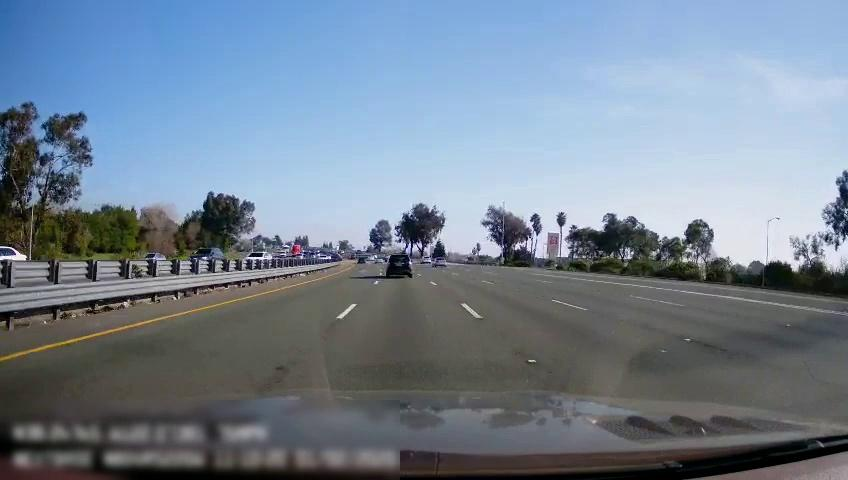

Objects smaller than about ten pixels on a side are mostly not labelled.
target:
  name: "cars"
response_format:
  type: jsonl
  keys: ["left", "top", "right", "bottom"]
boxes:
{"left": 318, "top": 254, "right": 331, "bottom": 260}
{"left": 419, "top": 256, "right": 431, "bottom": 265}
{"left": 0, "top": 245, "right": 28, "bottom": 262}
{"left": 142, "top": 251, "right": 168, "bottom": 261}
{"left": 431, "top": 257, "right": 448, "bottom": 268}
{"left": 242, "top": 251, "right": 273, "bottom": 261}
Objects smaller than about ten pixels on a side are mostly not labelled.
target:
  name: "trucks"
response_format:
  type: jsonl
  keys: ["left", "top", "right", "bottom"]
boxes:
{"left": 291, "top": 243, "right": 303, "bottom": 257}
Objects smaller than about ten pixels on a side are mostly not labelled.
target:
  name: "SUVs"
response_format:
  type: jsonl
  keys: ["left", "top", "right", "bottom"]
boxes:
{"left": 385, "top": 253, "right": 413, "bottom": 279}
{"left": 188, "top": 247, "right": 225, "bottom": 263}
